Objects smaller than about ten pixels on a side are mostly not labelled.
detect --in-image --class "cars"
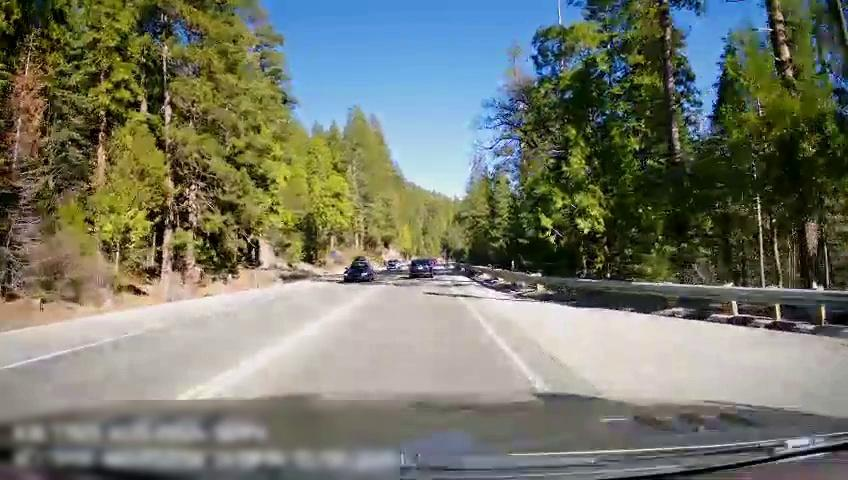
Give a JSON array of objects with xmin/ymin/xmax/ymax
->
[
  {"xmin": 343, "ymin": 262, "xmax": 374, "ymax": 281},
  {"xmin": 409, "ymin": 258, "xmax": 434, "ymax": 279}
]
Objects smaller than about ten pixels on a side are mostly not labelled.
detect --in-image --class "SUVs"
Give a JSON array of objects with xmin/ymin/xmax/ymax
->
[{"xmin": 385, "ymin": 260, "xmax": 400, "ymax": 272}]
